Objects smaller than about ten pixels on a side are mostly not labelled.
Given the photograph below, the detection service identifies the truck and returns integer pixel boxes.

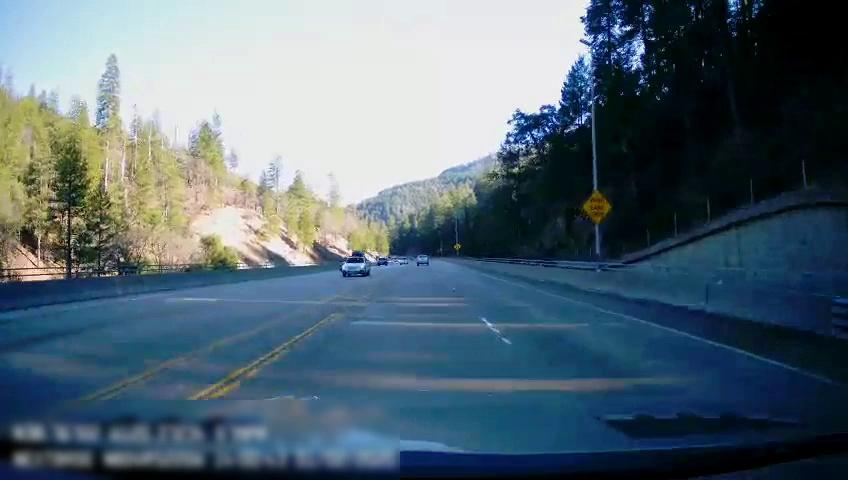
[416,253,430,266]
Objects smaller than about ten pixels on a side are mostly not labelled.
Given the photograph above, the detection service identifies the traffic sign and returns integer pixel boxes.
[580,191,613,223]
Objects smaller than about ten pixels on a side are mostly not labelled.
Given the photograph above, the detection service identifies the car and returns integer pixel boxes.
[341,256,372,277]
